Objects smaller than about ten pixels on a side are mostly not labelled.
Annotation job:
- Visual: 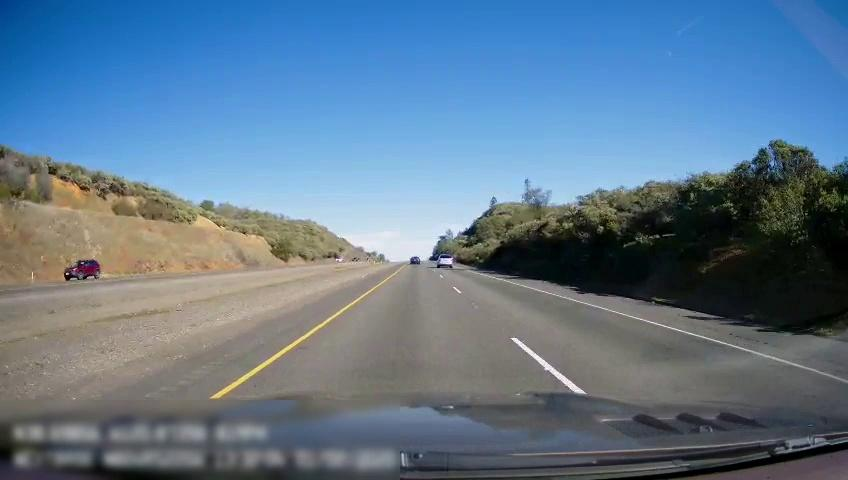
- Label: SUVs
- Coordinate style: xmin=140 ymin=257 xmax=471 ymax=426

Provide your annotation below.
xmin=63 ymin=260 xmax=101 ymax=281
xmin=436 ymin=255 xmax=454 ymax=268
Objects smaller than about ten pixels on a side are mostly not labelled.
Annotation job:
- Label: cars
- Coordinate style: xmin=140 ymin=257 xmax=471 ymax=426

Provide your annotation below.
xmin=409 ymin=256 xmax=420 ymax=265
